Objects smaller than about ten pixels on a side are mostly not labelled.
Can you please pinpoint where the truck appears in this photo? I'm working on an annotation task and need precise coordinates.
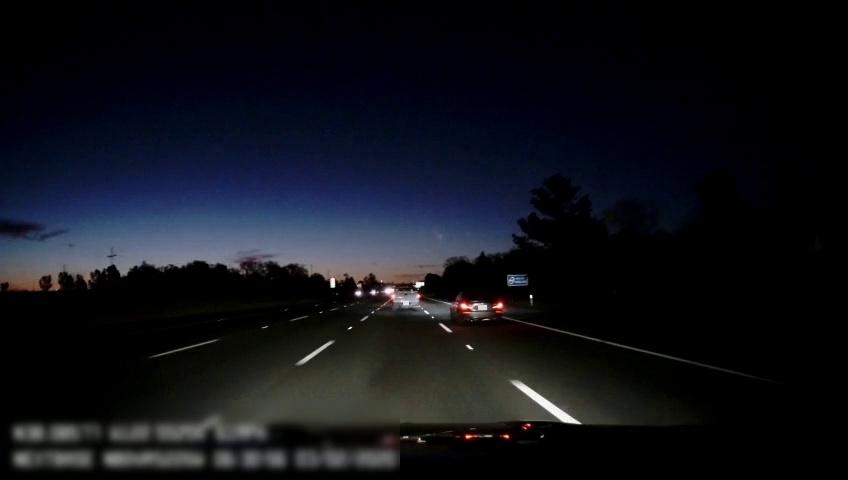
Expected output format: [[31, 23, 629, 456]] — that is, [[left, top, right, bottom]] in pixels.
[[392, 280, 422, 311]]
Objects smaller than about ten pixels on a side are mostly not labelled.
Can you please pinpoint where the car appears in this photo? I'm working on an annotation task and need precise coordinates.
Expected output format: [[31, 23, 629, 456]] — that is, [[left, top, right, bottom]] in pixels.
[[448, 285, 504, 325]]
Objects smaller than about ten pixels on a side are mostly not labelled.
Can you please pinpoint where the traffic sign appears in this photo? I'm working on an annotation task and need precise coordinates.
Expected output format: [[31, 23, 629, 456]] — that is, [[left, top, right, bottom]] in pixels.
[[506, 273, 530, 288]]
